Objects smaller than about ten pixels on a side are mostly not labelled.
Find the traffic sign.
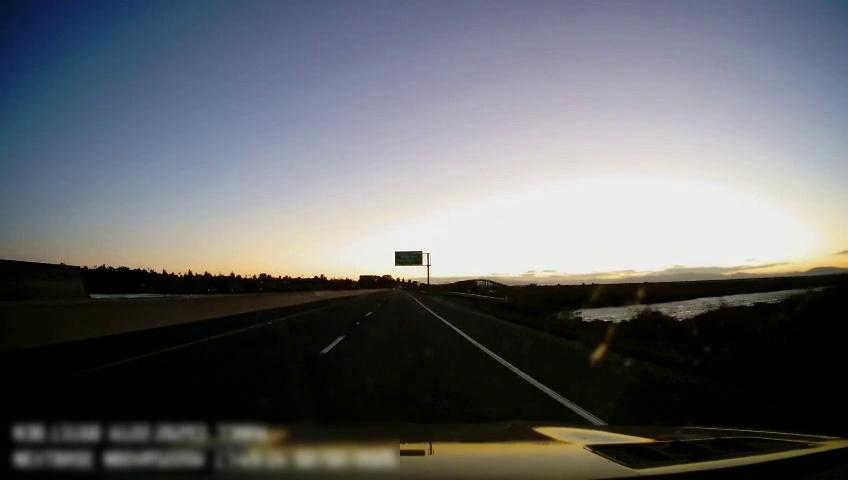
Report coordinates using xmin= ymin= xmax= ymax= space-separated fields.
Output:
xmin=394 ymin=250 xmax=423 ymax=267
